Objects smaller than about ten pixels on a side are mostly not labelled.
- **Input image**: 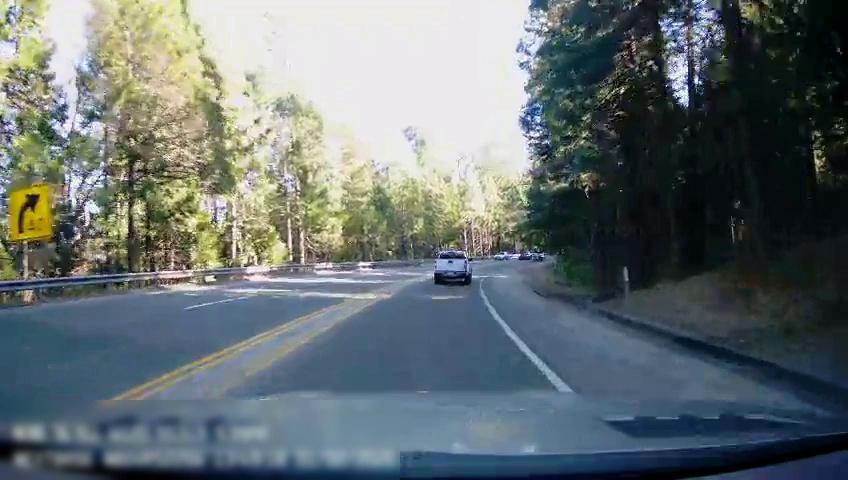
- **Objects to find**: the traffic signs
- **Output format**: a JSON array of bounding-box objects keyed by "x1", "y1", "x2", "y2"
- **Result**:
[{"x1": 8, "y1": 184, "x2": 54, "y2": 243}]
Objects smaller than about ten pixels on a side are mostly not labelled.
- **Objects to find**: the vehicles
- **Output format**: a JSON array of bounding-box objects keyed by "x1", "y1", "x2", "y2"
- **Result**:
[
  {"x1": 518, "y1": 249, "x2": 532, "y2": 261},
  {"x1": 431, "y1": 250, "x2": 474, "y2": 286},
  {"x1": 494, "y1": 251, "x2": 513, "y2": 261}
]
